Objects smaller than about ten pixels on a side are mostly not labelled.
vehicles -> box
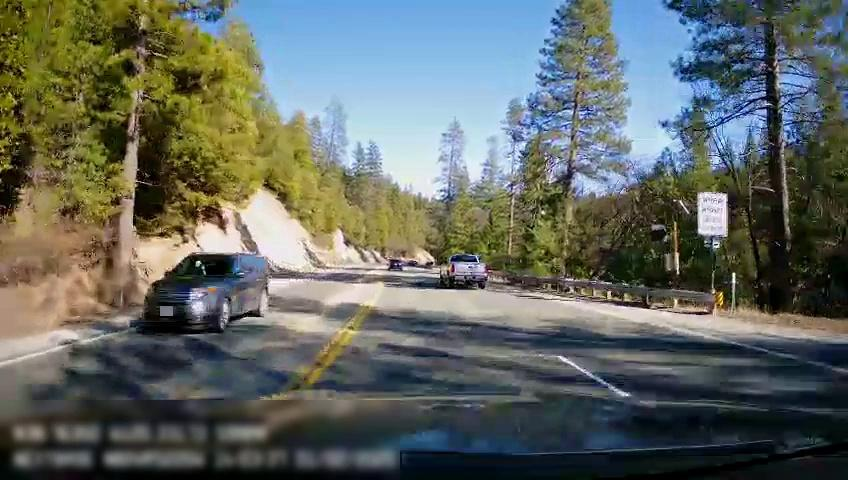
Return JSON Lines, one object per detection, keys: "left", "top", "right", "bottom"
{"left": 388, "top": 259, "right": 404, "bottom": 271}
{"left": 439, "top": 253, "right": 489, "bottom": 289}
{"left": 141, "top": 252, "right": 272, "bottom": 334}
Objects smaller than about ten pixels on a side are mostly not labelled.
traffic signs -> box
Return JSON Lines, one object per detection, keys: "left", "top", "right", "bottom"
{"left": 696, "top": 190, "right": 729, "bottom": 237}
